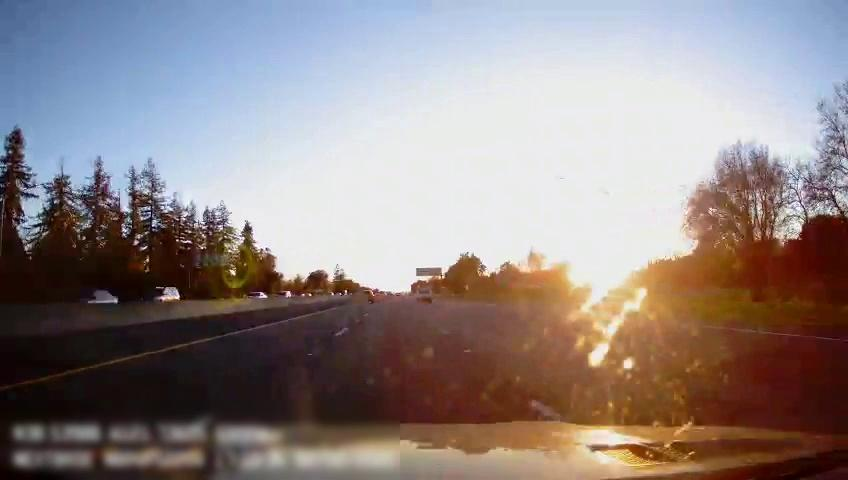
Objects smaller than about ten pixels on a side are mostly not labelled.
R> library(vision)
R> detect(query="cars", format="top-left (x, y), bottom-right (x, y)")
top-left (246, 292), bottom-right (269, 299)
top-left (79, 288), bottom-right (120, 305)
top-left (276, 291), bottom-right (292, 299)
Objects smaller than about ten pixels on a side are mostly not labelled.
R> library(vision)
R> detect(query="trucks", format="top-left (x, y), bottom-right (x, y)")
top-left (415, 287), bottom-right (434, 304)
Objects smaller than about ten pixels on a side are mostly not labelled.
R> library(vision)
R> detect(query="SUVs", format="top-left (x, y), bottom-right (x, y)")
top-left (360, 290), bottom-right (375, 304)
top-left (142, 286), bottom-right (181, 302)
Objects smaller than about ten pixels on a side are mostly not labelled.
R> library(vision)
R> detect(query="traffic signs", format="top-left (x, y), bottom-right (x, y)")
top-left (415, 268), bottom-right (442, 277)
